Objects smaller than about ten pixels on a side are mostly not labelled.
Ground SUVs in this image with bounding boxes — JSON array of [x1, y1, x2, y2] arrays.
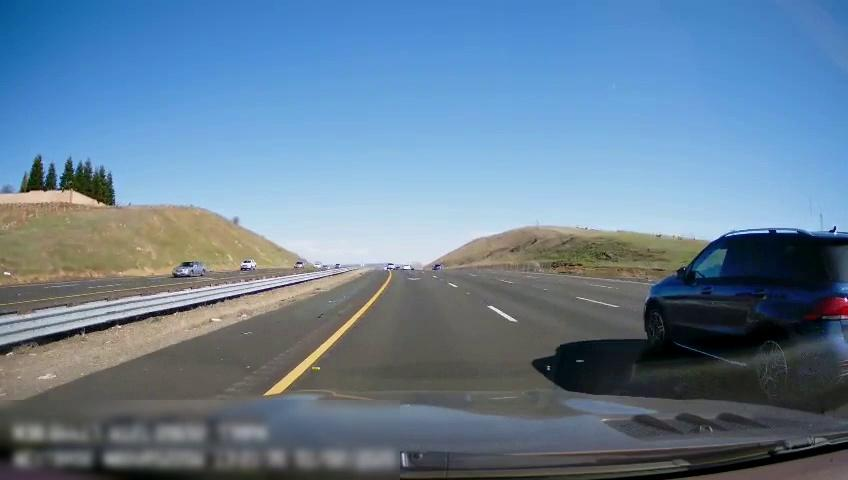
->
[[643, 233, 848, 400], [240, 259, 257, 271]]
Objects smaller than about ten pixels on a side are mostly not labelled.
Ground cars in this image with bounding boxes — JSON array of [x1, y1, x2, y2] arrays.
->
[[174, 261, 202, 277]]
